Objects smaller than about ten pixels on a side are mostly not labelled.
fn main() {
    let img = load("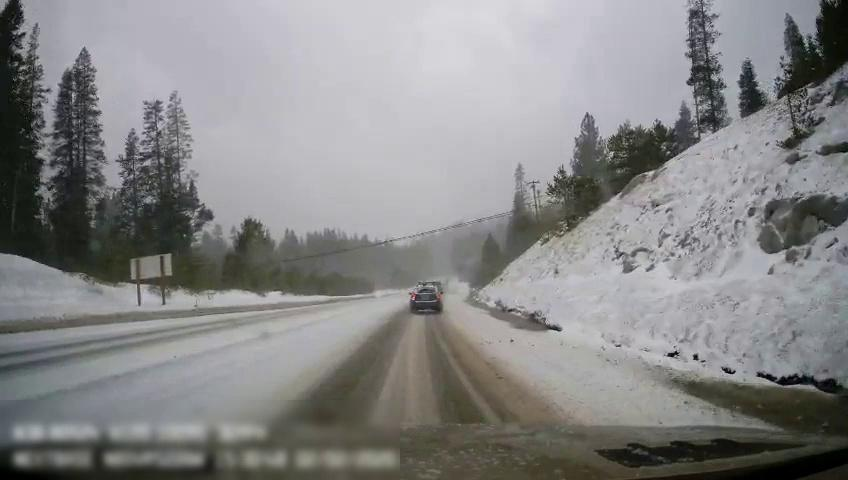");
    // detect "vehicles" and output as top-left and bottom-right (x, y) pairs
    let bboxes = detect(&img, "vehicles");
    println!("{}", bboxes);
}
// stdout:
(431, 281), (444, 295)
(408, 281), (444, 313)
